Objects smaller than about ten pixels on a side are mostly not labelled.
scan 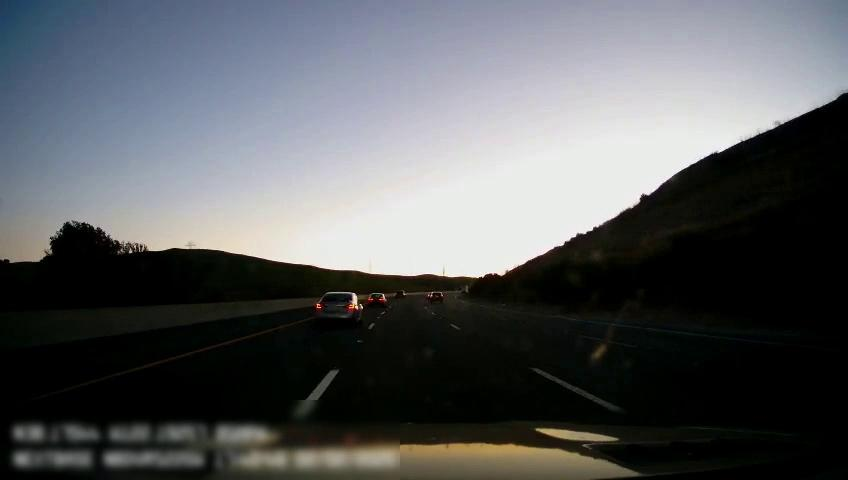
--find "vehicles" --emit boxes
[315,291,363,326]
[367,292,387,307]
[395,290,406,298]
[430,291,444,303]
